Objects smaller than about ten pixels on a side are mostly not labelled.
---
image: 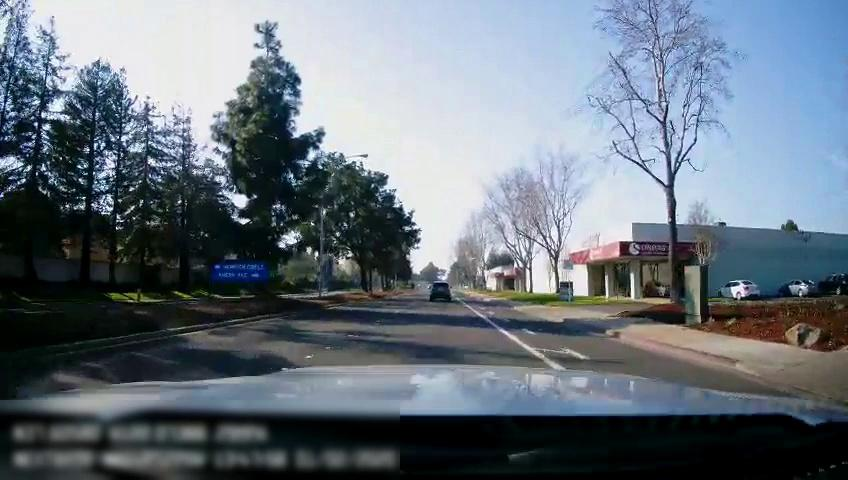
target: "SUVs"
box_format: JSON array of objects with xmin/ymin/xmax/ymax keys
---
[{"xmin": 429, "ymin": 283, "xmax": 452, "ymax": 302}]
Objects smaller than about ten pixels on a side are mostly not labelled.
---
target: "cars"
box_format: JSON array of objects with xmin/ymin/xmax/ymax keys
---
[
  {"xmin": 818, "ymin": 274, "xmax": 848, "ymax": 297},
  {"xmin": 720, "ymin": 279, "xmax": 761, "ymax": 302},
  {"xmin": 784, "ymin": 279, "xmax": 820, "ymax": 299}
]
